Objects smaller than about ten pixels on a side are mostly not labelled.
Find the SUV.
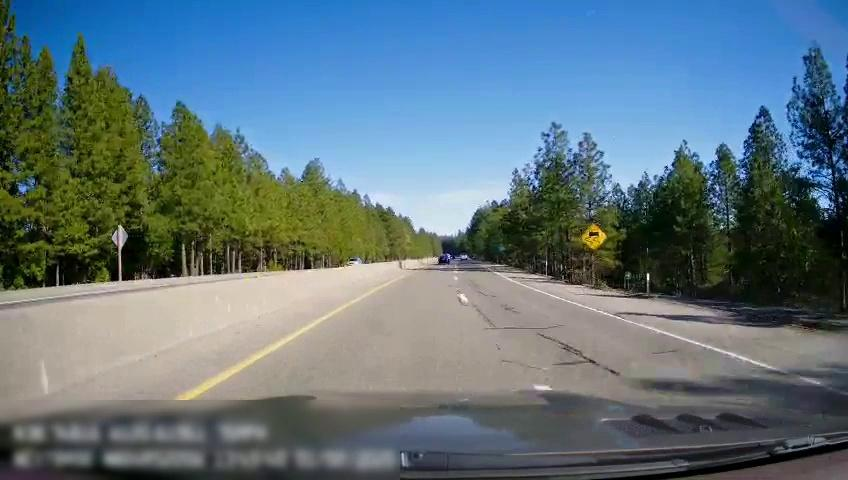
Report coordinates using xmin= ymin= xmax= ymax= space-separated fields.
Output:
xmin=348 ymin=257 xmax=362 ymax=266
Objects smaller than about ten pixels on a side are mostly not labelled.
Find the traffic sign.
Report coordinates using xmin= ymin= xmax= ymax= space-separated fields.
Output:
xmin=577 ymin=222 xmax=608 ymax=250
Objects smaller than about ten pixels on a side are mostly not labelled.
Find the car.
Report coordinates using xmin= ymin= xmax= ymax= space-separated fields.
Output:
xmin=438 ymin=254 xmax=451 ymax=265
